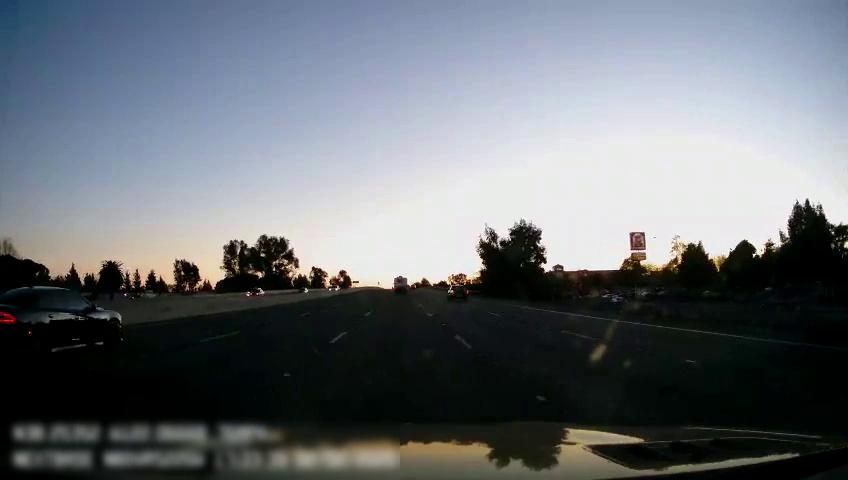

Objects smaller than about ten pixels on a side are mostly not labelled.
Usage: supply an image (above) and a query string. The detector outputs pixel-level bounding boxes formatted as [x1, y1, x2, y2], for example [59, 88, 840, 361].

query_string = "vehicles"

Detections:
[447, 285, 468, 300]
[0, 286, 124, 369]
[328, 285, 341, 292]
[394, 277, 408, 293]
[297, 288, 308, 294]
[609, 297, 628, 306]
[248, 289, 265, 297]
